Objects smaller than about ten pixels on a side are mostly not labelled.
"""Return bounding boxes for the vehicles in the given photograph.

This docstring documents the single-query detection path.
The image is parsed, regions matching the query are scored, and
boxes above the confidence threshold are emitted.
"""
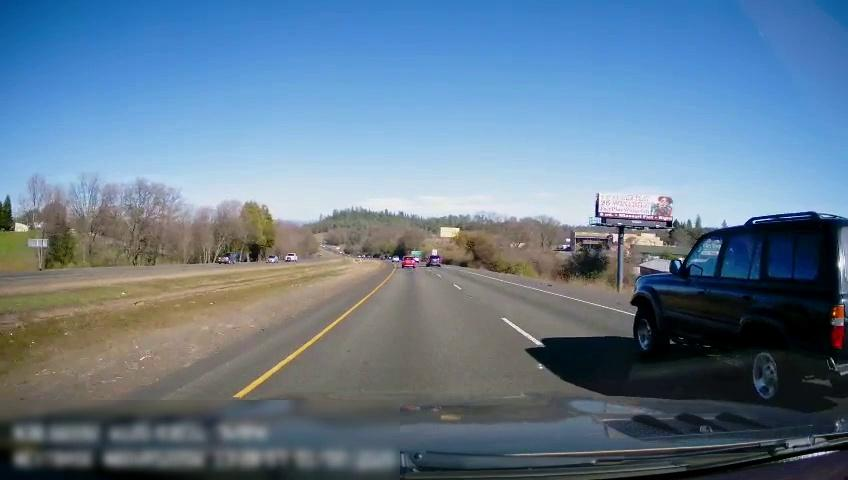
[265,255,279,264]
[284,252,298,263]
[218,252,238,264]
[401,255,417,269]
[629,218,848,408]
[425,255,441,268]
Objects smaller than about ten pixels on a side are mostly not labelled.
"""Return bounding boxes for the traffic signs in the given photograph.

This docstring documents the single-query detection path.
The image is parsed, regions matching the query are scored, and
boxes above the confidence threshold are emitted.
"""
[409,251,423,257]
